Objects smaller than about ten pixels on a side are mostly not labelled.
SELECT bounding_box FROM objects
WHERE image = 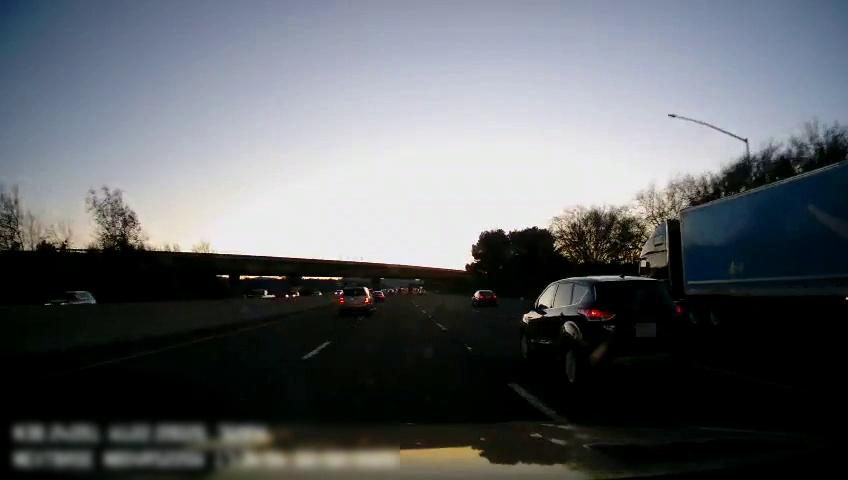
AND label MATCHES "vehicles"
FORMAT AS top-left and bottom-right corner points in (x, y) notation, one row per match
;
(311, 291), (323, 297)
(370, 290), (385, 303)
(244, 289), (276, 300)
(638, 160), (848, 332)
(284, 291), (301, 299)
(471, 290), (497, 307)
(339, 287), (374, 316)
(43, 290), (96, 307)
(518, 275), (688, 384)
